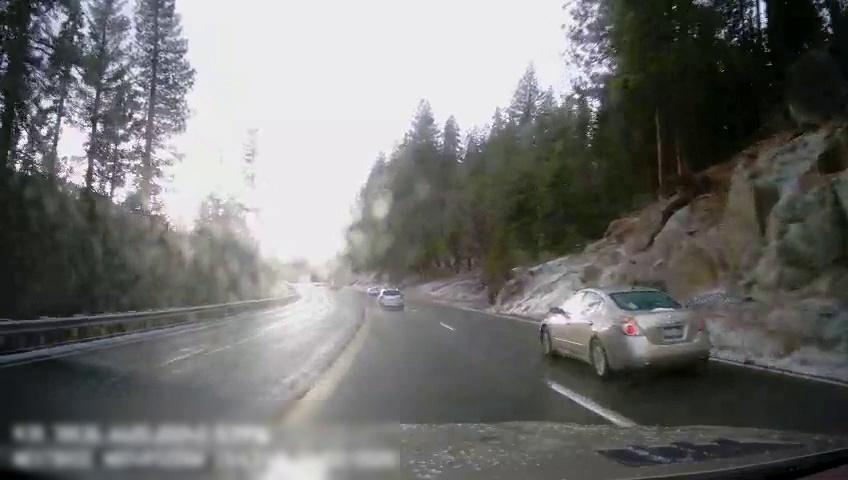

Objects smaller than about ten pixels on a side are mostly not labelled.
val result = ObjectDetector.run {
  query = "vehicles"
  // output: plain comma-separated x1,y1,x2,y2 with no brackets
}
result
327,280,340,291
538,286,711,381
379,287,404,309
367,286,378,295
